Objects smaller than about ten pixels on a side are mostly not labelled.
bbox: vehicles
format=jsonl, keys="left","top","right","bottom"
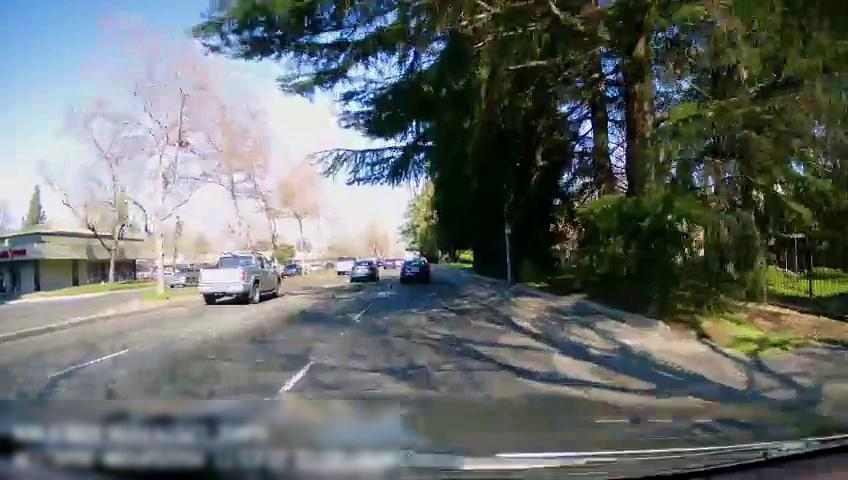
{"left": 398, "top": 256, "right": 432, "bottom": 282}
{"left": 167, "top": 271, "right": 200, "bottom": 289}
{"left": 335, "top": 256, "right": 360, "bottom": 275}
{"left": 384, "top": 259, "right": 396, "bottom": 269}
{"left": 351, "top": 257, "right": 382, "bottom": 283}
{"left": 199, "top": 251, "right": 283, "bottom": 306}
